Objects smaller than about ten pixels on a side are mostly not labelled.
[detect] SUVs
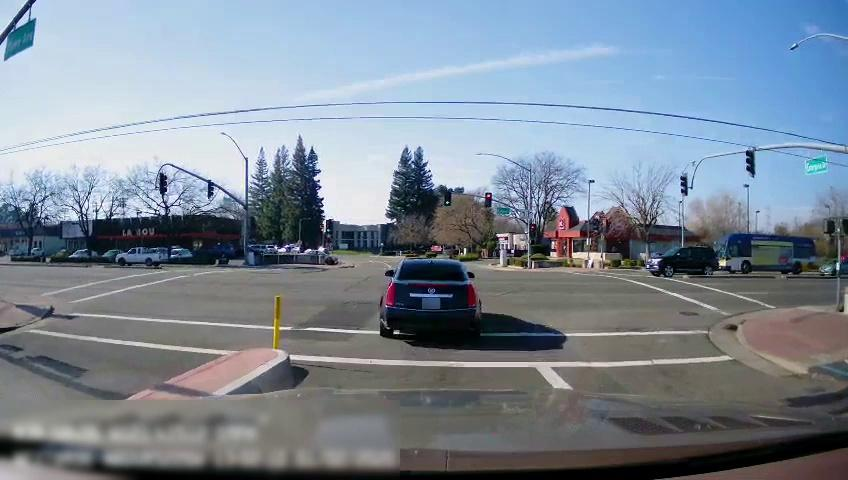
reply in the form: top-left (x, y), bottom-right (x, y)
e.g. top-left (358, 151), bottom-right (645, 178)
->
top-left (646, 246), bottom-right (717, 277)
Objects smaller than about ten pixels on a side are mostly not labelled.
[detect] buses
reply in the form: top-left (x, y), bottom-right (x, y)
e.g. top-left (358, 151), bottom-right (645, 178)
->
top-left (718, 234), bottom-right (816, 275)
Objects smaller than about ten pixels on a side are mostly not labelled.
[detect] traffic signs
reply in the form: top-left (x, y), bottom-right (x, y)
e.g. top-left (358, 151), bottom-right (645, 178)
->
top-left (520, 209), bottom-right (532, 219)
top-left (806, 156), bottom-right (830, 174)
top-left (496, 207), bottom-right (510, 215)
top-left (4, 18), bottom-right (36, 61)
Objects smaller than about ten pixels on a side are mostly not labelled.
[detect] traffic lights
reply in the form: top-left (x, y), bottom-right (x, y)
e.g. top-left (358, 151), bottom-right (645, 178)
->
top-left (485, 192), bottom-right (492, 207)
top-left (679, 175), bottom-right (688, 196)
top-left (744, 150), bottom-right (756, 177)
top-left (530, 224), bottom-right (537, 237)
top-left (822, 220), bottom-right (836, 234)
top-left (840, 219), bottom-right (848, 232)
top-left (605, 220), bottom-right (612, 233)
top-left (206, 179), bottom-right (215, 199)
top-left (595, 219), bottom-right (602, 233)
top-left (444, 190), bottom-right (452, 206)
top-left (159, 172), bottom-right (168, 195)
top-left (325, 219), bottom-right (334, 233)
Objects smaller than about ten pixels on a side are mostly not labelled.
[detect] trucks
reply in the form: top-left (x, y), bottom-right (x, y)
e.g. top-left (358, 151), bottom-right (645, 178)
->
top-left (115, 247), bottom-right (169, 267)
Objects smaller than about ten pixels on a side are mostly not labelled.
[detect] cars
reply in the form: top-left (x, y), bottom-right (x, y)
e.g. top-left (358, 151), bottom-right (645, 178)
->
top-left (67, 249), bottom-right (95, 258)
top-left (380, 258), bottom-right (482, 339)
top-left (104, 249), bottom-right (122, 258)
top-left (168, 248), bottom-right (192, 260)
top-left (818, 258), bottom-right (848, 276)
top-left (299, 249), bottom-right (334, 261)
